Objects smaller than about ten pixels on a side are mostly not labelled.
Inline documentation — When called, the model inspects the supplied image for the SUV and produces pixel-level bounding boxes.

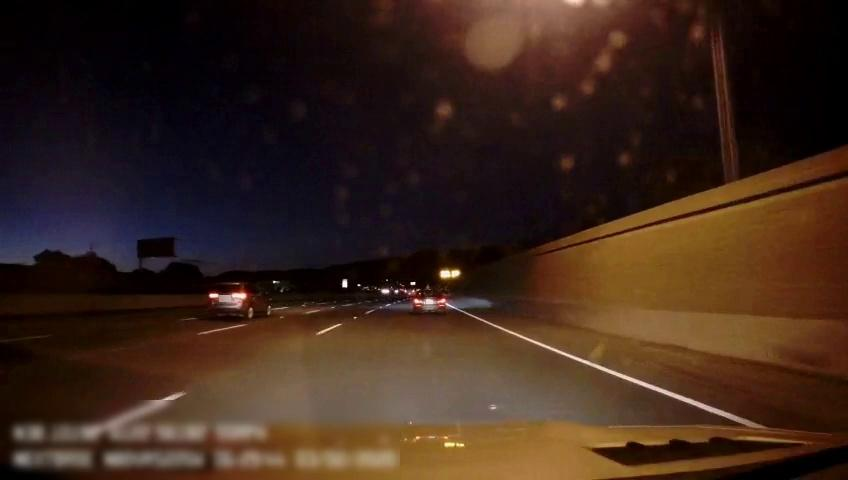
[206,277,274,321]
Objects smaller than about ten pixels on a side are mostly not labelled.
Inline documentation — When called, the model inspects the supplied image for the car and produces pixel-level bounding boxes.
[413,288,447,317]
